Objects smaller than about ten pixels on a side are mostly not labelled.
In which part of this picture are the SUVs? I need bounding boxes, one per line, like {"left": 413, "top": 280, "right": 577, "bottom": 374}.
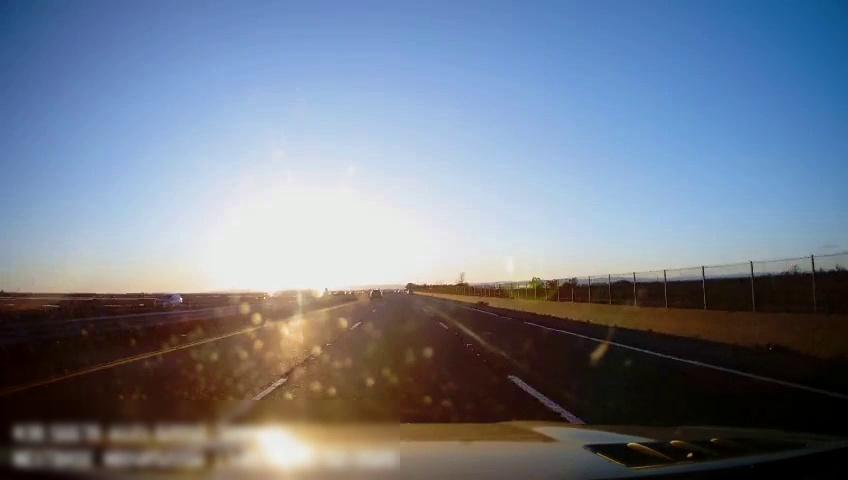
{"left": 154, "top": 293, "right": 183, "bottom": 308}
{"left": 370, "top": 289, "right": 383, "bottom": 300}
